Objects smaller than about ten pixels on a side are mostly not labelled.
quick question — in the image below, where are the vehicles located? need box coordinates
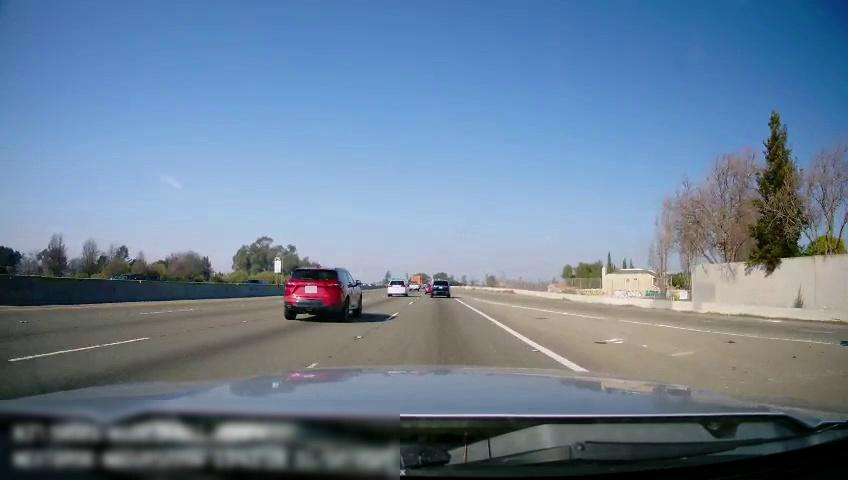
[283,266,365,323]
[387,279,409,297]
[425,284,432,294]
[431,280,451,298]
[111,271,161,282]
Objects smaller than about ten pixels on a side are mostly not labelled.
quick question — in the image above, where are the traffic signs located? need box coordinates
[272,257,284,275]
